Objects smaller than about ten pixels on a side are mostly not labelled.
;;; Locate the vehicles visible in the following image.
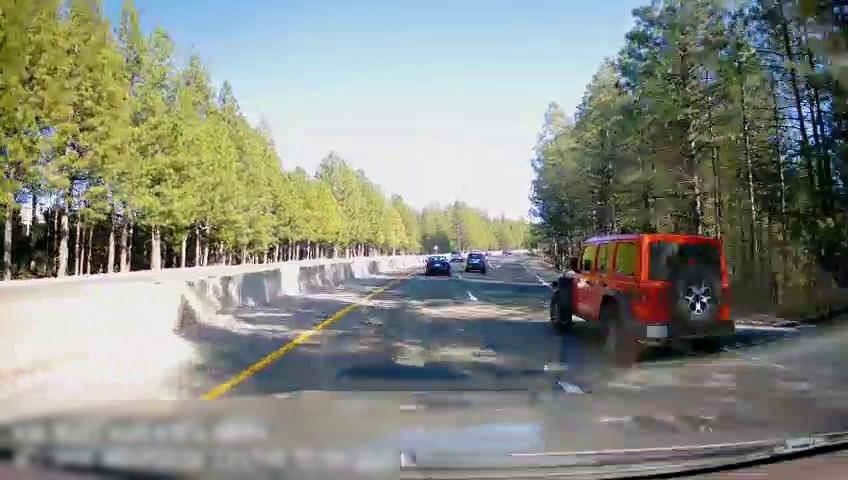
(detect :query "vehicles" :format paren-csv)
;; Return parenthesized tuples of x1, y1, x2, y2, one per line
(452, 252, 464, 262)
(465, 254, 484, 271)
(425, 255, 451, 277)
(549, 233, 735, 360)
